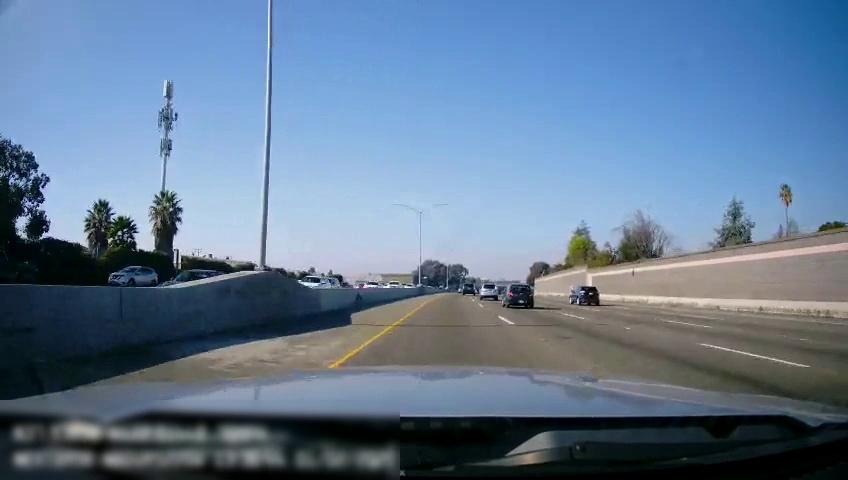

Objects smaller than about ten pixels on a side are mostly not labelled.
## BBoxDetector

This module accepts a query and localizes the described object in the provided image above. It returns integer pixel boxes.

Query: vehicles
[388,280,401,288]
[108,266,159,287]
[569,286,600,306]
[502,284,534,309]
[479,283,499,301]
[327,277,341,288]
[462,283,476,296]
[297,275,331,288]
[161,269,225,287]
[363,280,383,288]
